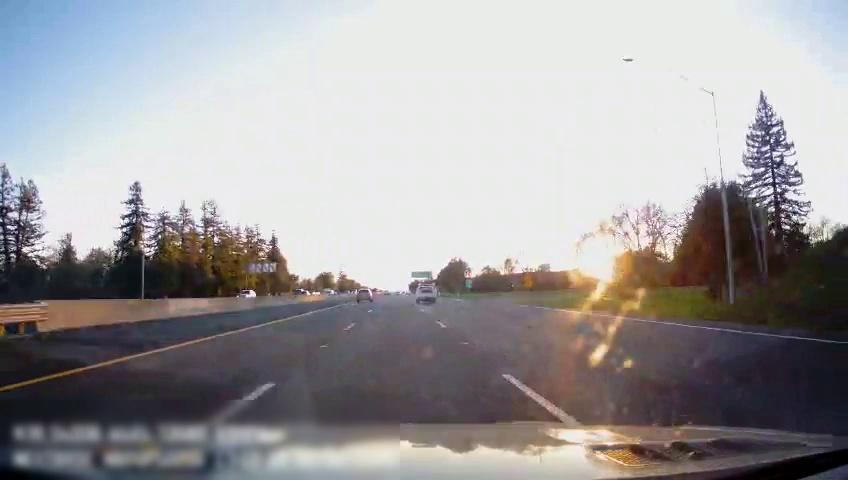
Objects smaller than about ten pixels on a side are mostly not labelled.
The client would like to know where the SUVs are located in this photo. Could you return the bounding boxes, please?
[356,289,373,303]
[236,289,257,299]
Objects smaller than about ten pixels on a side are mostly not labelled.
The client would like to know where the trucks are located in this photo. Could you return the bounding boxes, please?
[415,283,438,305]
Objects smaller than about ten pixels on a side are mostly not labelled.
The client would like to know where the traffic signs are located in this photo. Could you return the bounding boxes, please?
[523,275,536,288]
[412,272,431,278]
